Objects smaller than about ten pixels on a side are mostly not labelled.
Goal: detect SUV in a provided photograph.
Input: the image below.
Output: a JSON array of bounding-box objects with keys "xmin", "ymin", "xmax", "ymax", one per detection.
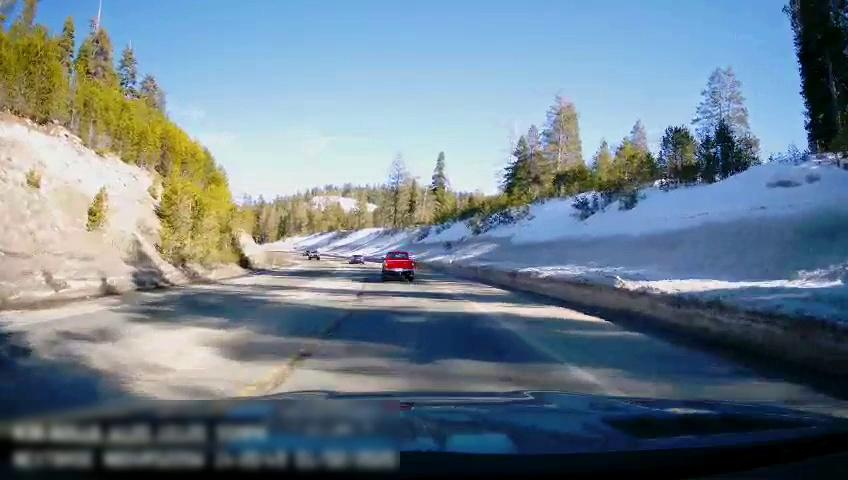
[{"xmin": 308, "ymin": 249, "xmax": 320, "ymax": 261}]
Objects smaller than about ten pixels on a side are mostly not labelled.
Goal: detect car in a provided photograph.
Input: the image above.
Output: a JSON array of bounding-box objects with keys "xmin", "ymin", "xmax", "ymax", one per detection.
[{"xmin": 348, "ymin": 253, "xmax": 364, "ymax": 265}]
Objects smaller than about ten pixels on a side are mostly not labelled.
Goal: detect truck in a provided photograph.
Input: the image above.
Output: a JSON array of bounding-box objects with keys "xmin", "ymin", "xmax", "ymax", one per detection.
[{"xmin": 381, "ymin": 249, "xmax": 416, "ymax": 280}]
